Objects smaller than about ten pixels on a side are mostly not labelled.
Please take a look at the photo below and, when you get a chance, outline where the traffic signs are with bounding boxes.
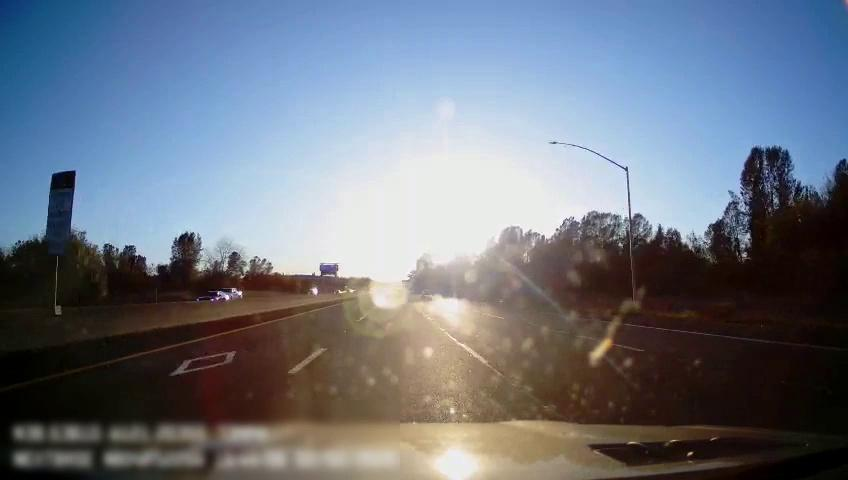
[46,170,76,256]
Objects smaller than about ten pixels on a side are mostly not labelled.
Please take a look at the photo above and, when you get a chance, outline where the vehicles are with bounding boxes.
[196,291,230,303]
[307,289,318,296]
[218,288,243,302]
